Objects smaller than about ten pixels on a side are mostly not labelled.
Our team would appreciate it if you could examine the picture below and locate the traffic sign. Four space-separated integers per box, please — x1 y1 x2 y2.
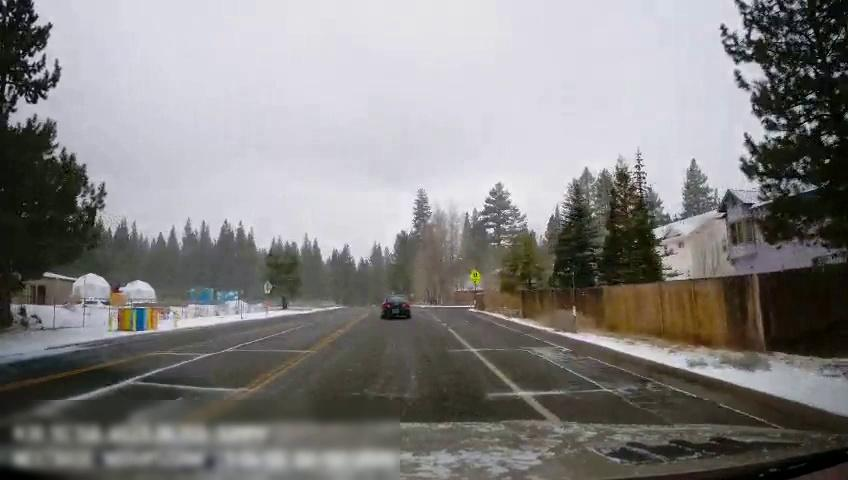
469 268 481 280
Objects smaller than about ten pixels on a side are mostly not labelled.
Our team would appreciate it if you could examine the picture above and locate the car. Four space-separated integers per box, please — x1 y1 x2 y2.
381 296 411 319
